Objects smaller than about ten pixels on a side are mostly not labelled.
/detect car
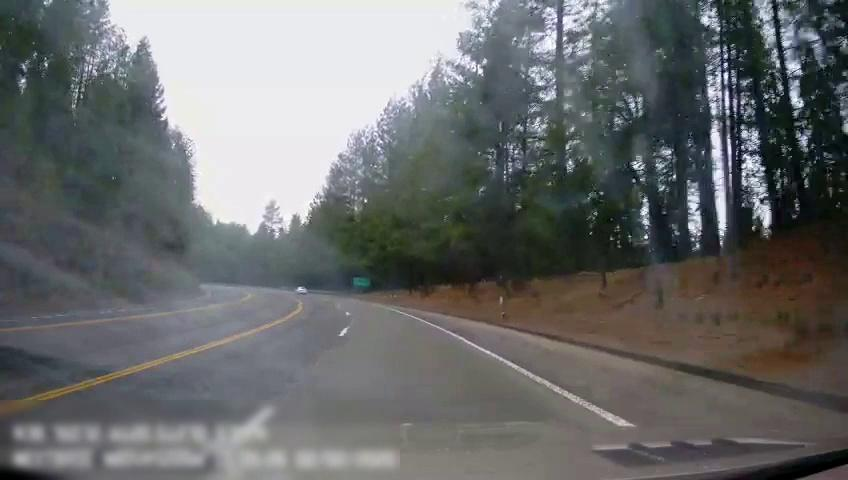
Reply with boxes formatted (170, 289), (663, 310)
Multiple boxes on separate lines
(295, 286), (308, 296)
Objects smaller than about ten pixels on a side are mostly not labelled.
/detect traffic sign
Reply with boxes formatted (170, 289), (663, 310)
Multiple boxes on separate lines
(353, 277), (371, 288)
